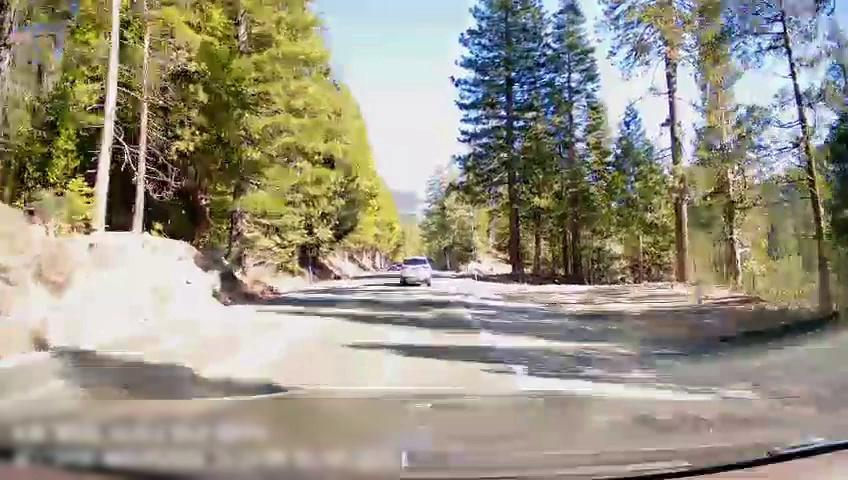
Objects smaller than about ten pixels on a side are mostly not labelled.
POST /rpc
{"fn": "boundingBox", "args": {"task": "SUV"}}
[399,256,432,288]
